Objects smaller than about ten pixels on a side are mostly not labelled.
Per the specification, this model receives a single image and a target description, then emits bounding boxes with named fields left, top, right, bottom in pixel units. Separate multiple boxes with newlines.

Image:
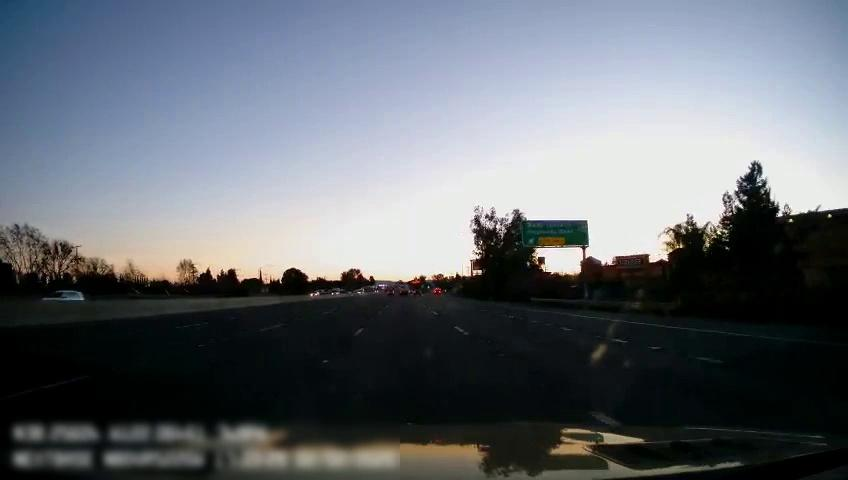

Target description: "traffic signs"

left=521, top=220, right=588, bottom=246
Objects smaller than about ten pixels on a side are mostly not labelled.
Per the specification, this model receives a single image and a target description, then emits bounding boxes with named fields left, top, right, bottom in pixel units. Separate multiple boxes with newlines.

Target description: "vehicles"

left=309, top=291, right=320, bottom=297
left=400, top=284, right=409, bottom=296
left=331, top=288, right=341, bottom=296
left=41, top=290, right=85, bottom=302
